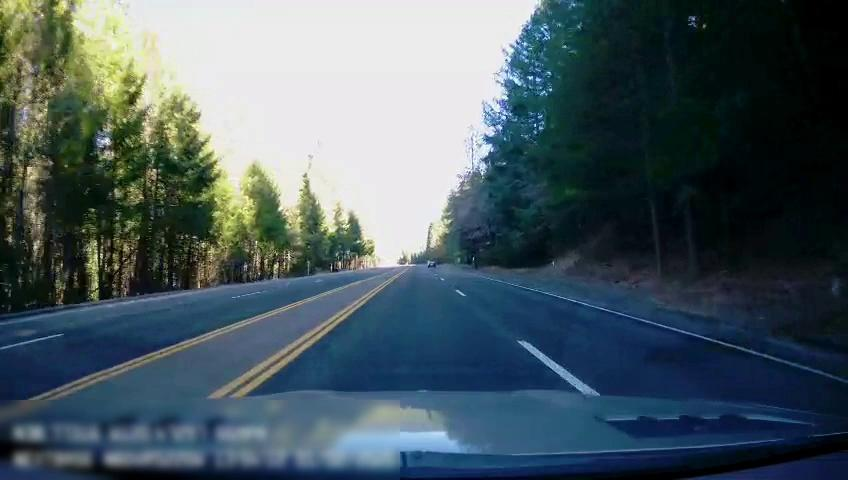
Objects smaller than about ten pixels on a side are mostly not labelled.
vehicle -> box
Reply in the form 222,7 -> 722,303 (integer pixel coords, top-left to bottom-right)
425,259 -> 439,270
